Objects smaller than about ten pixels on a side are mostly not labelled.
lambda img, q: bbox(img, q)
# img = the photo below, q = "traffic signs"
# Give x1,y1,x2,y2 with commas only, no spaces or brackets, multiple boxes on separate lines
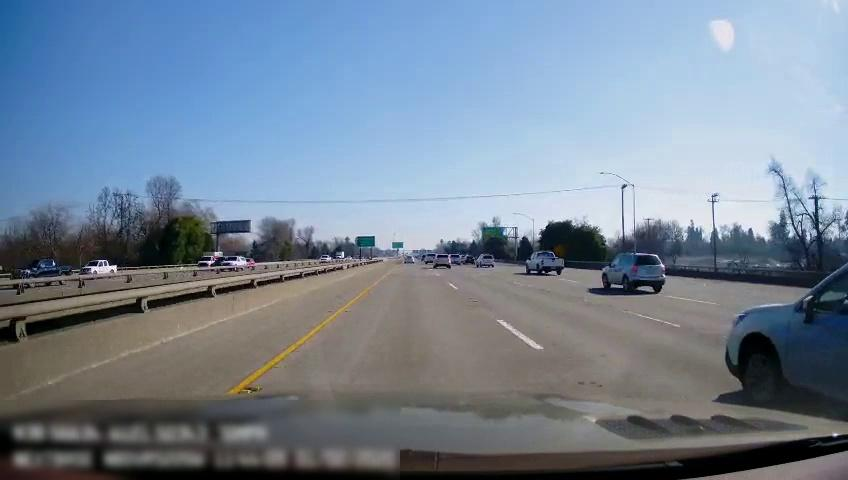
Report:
553,245,563,256
355,235,376,248
481,226,504,240
391,241,404,249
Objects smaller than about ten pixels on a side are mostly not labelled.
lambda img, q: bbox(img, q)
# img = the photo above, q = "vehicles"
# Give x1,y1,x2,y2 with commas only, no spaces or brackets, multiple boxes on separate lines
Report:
447,253,461,265
403,255,414,264
422,253,436,265
10,257,74,290
79,259,118,279
432,253,452,269
476,253,495,269
210,256,227,269
525,249,565,276
243,257,257,271
464,255,476,265
319,254,332,264
197,252,224,271
601,251,667,294
220,256,248,273
723,260,848,410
